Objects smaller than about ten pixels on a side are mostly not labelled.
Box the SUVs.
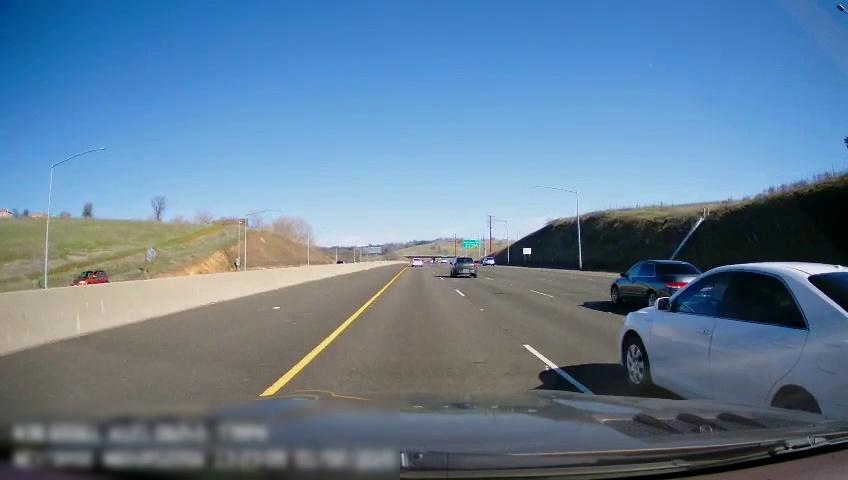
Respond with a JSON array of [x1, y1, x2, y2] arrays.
[[411, 257, 423, 267], [482, 256, 495, 266]]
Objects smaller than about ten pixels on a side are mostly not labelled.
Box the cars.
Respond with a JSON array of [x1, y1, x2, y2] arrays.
[[610, 259, 702, 307], [73, 270, 109, 286], [449, 257, 477, 277], [618, 261, 848, 418]]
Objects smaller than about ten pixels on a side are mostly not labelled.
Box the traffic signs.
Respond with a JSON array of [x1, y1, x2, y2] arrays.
[[463, 239, 481, 249]]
